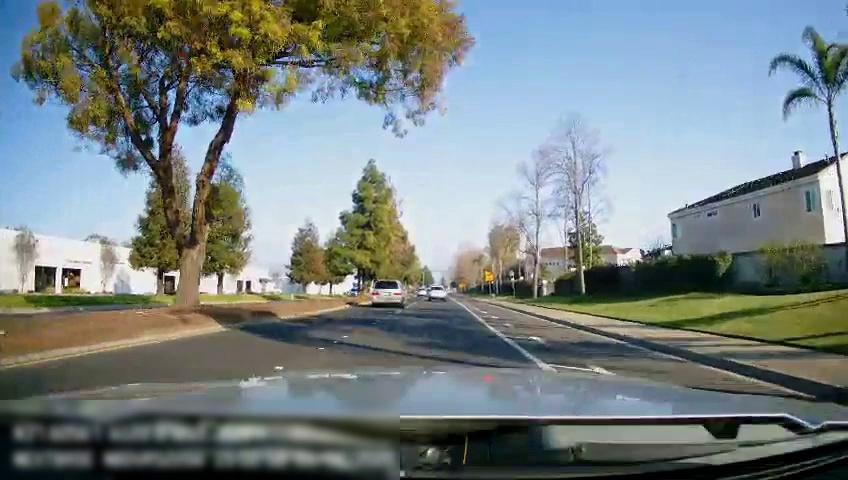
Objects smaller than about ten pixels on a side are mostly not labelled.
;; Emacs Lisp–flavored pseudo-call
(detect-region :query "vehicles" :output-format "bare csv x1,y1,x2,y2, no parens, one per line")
427,284,448,302
370,279,408,306
416,287,427,297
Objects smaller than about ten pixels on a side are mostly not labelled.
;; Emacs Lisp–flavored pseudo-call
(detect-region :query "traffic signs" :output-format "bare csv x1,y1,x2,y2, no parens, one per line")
484,271,495,281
